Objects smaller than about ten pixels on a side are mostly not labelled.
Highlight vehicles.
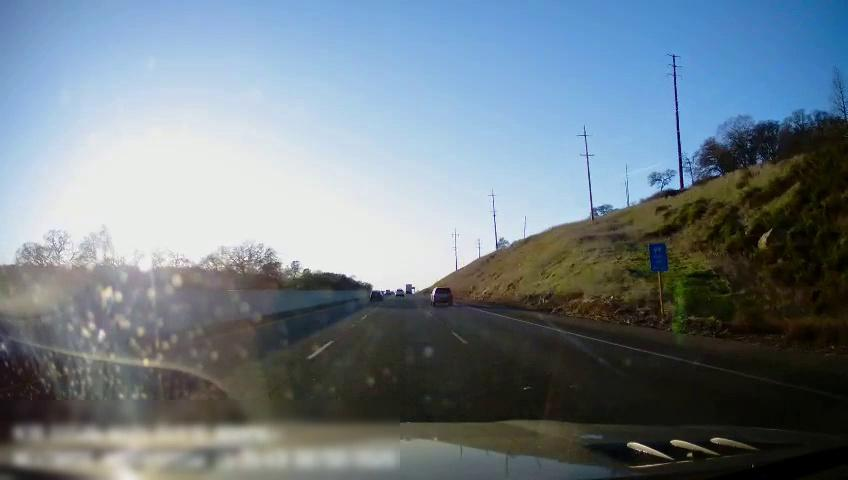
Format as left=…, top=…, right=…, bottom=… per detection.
left=430, top=287, right=453, bottom=306
left=370, top=291, right=383, bottom=302
left=405, top=284, right=412, bottom=295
